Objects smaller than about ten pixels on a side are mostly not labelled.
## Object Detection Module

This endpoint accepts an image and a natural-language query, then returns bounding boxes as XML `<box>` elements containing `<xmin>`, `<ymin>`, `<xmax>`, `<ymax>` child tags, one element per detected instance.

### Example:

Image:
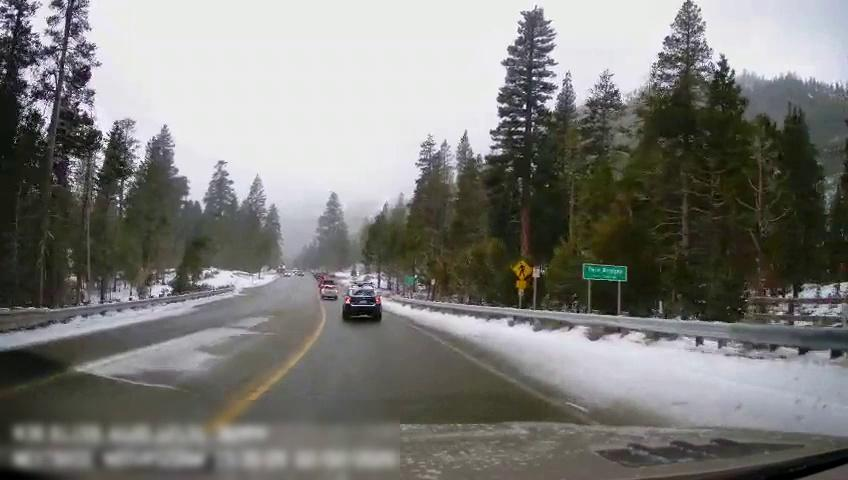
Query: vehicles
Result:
<box><xmin>341</xmin><ymin>281</ymin><xmax>382</xmax><ymax>321</ymax></box>
<box><xmin>320</xmin><ymin>284</ymin><xmax>338</xmax><ymax>301</ymax></box>
<box><xmin>320</xmin><ymin>279</ymin><xmax>336</xmax><ymax>288</ymax></box>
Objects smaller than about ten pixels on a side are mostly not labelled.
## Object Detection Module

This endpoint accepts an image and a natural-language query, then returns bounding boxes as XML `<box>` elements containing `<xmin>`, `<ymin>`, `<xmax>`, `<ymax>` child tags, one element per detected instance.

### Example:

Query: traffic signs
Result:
<box><xmin>532</xmin><ymin>266</ymin><xmax>541</xmax><ymax>278</ymax></box>
<box><xmin>405</xmin><ymin>275</ymin><xmax>416</xmax><ymax>285</ymax></box>
<box><xmin>512</xmin><ymin>259</ymin><xmax>532</xmax><ymax>280</ymax></box>
<box><xmin>515</xmin><ymin>280</ymin><xmax>527</xmax><ymax>289</ymax></box>
<box><xmin>581</xmin><ymin>262</ymin><xmax>628</xmax><ymax>283</ymax></box>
